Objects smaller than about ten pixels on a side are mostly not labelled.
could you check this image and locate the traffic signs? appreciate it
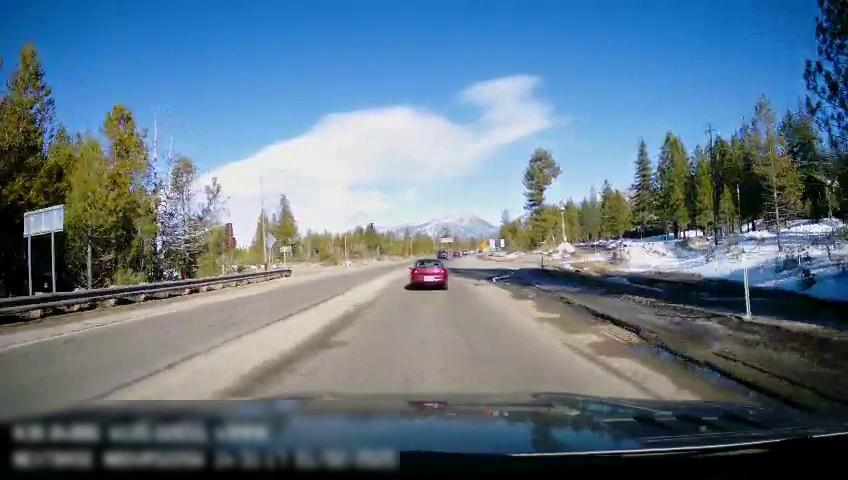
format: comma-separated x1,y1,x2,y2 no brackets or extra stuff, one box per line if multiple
489,239,496,250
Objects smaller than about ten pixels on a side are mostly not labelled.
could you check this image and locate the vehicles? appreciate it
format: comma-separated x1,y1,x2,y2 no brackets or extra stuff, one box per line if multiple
410,259,447,288
437,251,449,261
